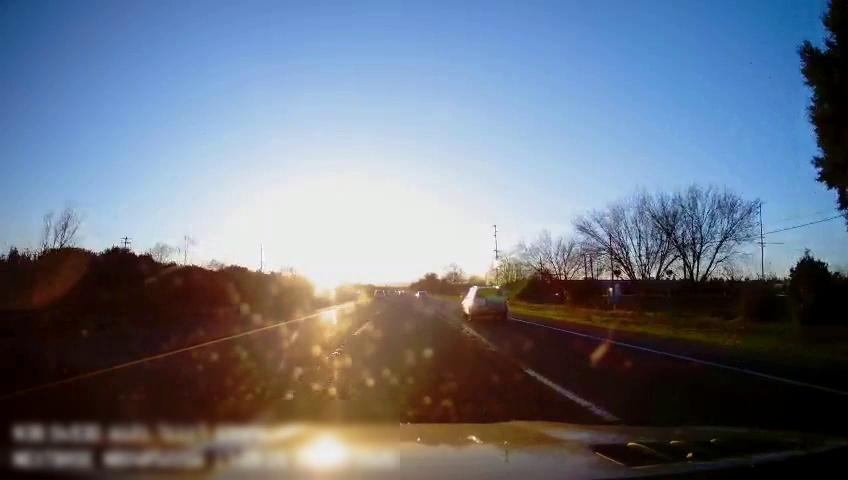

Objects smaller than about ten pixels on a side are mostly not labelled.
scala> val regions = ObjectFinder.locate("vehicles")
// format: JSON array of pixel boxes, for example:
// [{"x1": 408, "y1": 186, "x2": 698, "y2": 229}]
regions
[
  {"x1": 461, "y1": 286, "x2": 508, "y2": 322},
  {"x1": 372, "y1": 290, "x2": 386, "y2": 302},
  {"x1": 415, "y1": 290, "x2": 427, "y2": 299}
]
